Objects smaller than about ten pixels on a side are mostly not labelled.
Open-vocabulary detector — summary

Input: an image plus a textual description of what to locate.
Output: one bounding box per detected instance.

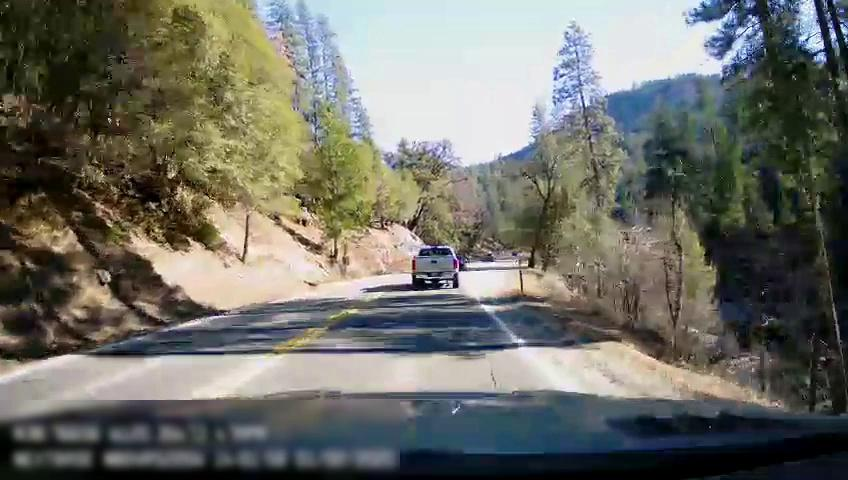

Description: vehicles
[410,246,461,289]
[458,254,467,269]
